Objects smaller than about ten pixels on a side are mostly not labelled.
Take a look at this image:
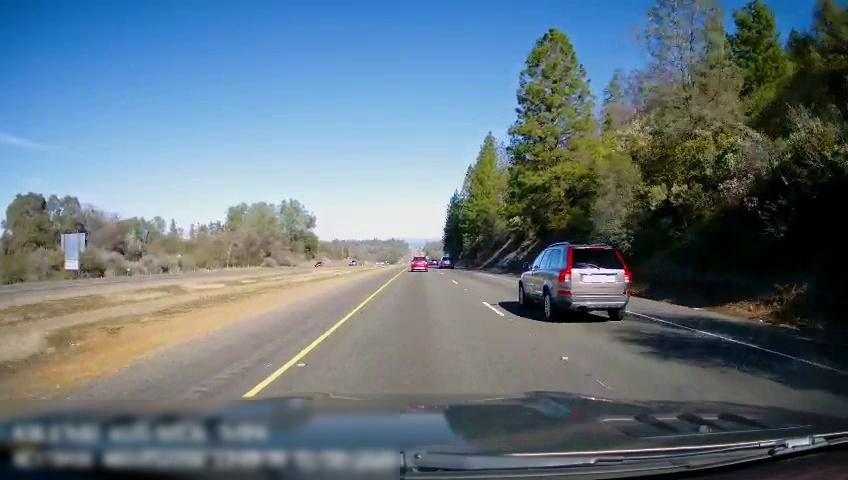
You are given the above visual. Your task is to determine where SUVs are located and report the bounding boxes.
[437,256,453,269]
[409,255,428,271]
[516,243,634,323]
